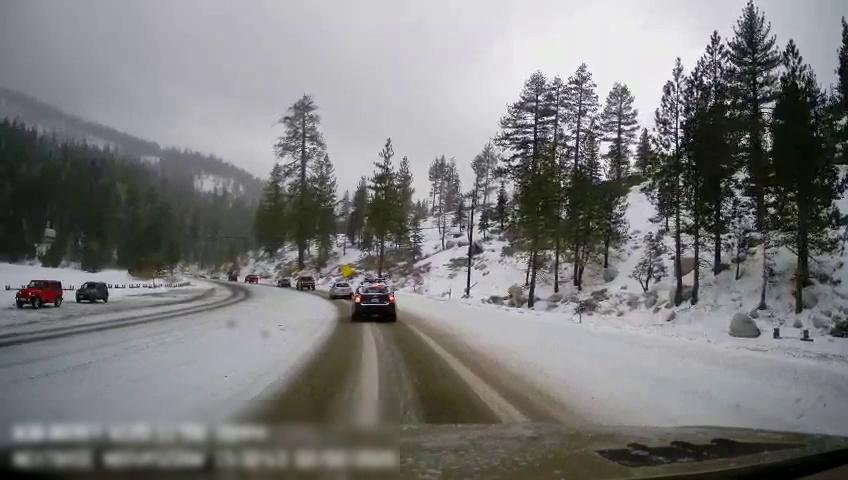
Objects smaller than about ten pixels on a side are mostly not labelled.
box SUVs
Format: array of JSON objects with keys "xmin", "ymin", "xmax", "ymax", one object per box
[
  {"xmin": 15, "ymin": 279, "xmax": 63, "ymax": 309},
  {"xmin": 75, "ymin": 281, "xmax": 109, "ymax": 304}
]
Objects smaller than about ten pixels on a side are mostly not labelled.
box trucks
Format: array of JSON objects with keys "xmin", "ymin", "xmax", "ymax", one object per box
[{"xmin": 296, "ymin": 276, "xmax": 315, "ymax": 291}]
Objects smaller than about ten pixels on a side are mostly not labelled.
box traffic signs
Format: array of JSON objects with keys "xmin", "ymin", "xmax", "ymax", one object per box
[{"xmin": 340, "ymin": 265, "xmax": 353, "ymax": 279}]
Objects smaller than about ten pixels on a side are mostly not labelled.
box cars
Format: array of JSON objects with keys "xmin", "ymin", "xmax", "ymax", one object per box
[
  {"xmin": 352, "ymin": 278, "xmax": 397, "ymax": 324},
  {"xmin": 329, "ymin": 283, "xmax": 353, "ymax": 300}
]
